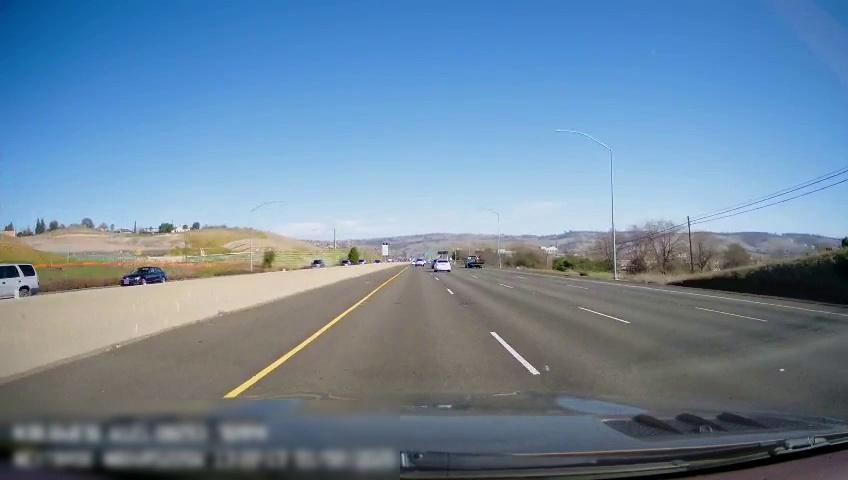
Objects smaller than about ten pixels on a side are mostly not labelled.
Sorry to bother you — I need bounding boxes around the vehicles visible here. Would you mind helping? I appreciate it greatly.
[464,255,484,268]
[119,266,166,286]
[433,259,451,273]
[0,263,40,299]
[311,260,324,268]
[414,257,425,267]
